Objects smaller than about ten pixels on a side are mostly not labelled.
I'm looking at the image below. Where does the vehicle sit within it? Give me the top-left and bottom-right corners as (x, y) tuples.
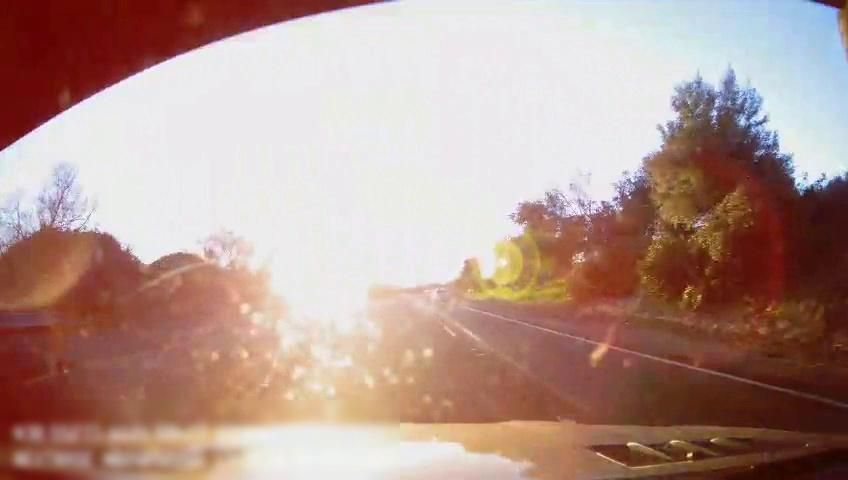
(434, 287), (454, 305)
